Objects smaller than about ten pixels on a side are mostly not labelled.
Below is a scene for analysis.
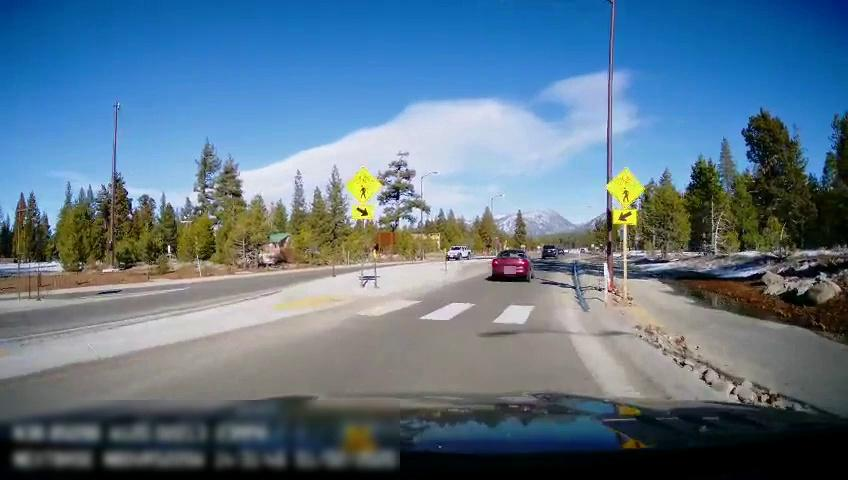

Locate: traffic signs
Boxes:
[612,208,638,226]
[350,205,377,220]
[606,168,645,207]
[347,167,381,204]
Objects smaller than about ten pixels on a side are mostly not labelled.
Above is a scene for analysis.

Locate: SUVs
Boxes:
[541,245,559,259]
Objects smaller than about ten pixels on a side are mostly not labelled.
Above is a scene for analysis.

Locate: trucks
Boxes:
[445,245,473,261]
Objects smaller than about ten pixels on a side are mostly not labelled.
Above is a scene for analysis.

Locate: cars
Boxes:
[491,249,534,282]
